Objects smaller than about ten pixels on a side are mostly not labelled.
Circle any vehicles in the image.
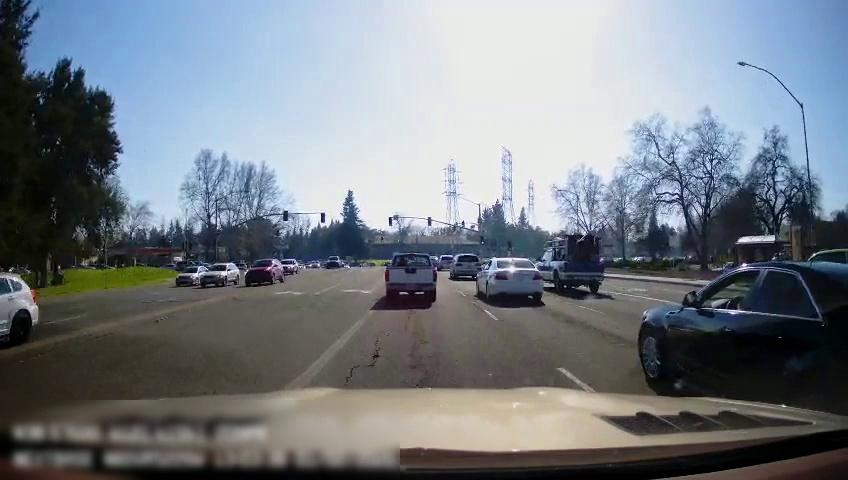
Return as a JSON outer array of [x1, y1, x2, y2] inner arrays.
[[198, 262, 242, 288], [174, 265, 208, 286], [0, 271, 40, 344], [436, 254, 455, 271], [384, 252, 438, 300], [430, 255, 440, 267], [535, 231, 608, 293], [448, 254, 480, 280], [635, 260, 848, 397], [325, 255, 345, 269], [281, 258, 300, 275], [474, 257, 544, 302], [244, 258, 286, 287]]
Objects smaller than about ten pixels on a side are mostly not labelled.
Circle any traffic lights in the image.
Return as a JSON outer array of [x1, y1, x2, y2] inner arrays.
[[320, 212, 326, 224], [283, 209, 289, 222]]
